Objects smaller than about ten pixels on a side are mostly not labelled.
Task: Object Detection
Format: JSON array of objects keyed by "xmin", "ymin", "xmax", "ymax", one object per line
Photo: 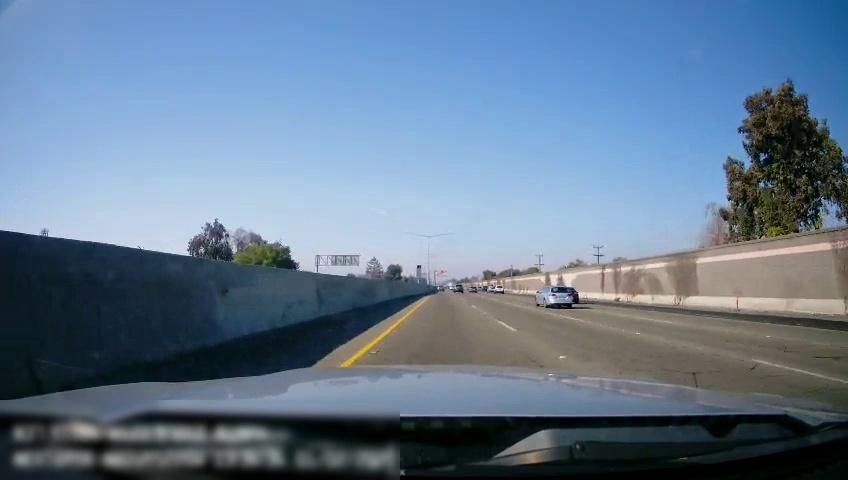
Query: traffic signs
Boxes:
[{"xmin": 416, "ymin": 264, "xmax": 421, "ymax": 281}]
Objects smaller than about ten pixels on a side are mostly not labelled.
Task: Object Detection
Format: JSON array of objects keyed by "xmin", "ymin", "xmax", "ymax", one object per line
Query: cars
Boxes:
[
  {"xmin": 494, "ymin": 285, "xmax": 505, "ymax": 294},
  {"xmin": 535, "ymin": 286, "xmax": 573, "ymax": 310},
  {"xmin": 568, "ymin": 288, "xmax": 580, "ymax": 304}
]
